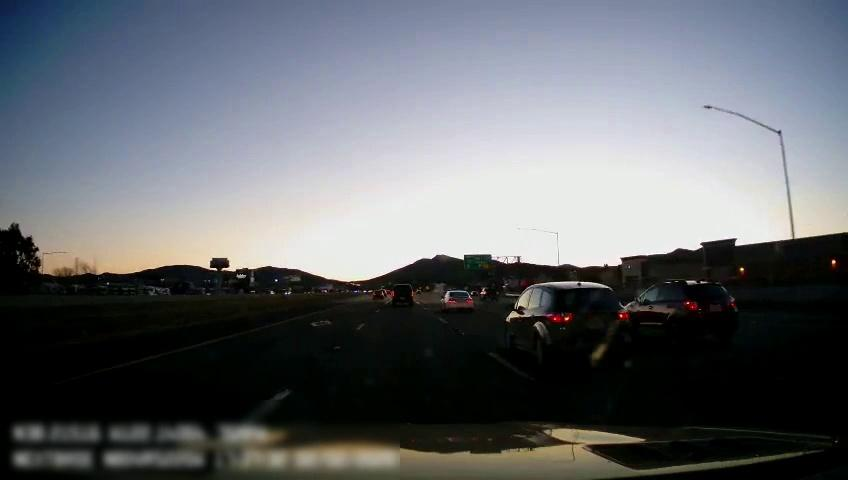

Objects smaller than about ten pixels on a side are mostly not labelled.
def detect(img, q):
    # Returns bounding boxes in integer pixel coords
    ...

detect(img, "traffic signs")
[463,253,494,272]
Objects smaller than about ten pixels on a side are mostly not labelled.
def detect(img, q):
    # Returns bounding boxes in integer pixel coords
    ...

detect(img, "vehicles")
[372,289,385,300]
[478,286,499,301]
[624,278,740,352]
[504,281,635,366]
[391,283,414,305]
[440,290,475,313]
